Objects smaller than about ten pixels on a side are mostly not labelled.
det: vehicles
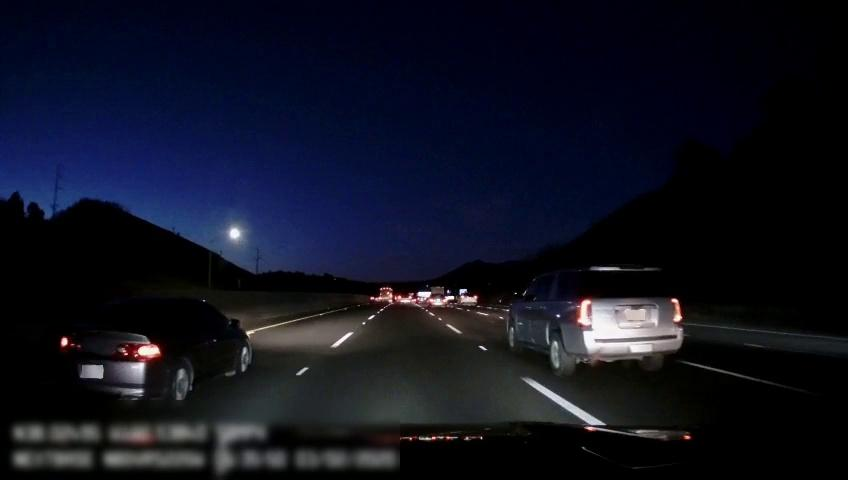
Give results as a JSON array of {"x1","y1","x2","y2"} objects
[
  {"x1": 458, "y1": 291, "x2": 478, "y2": 306},
  {"x1": 367, "y1": 292, "x2": 382, "y2": 306},
  {"x1": 378, "y1": 286, "x2": 393, "y2": 303},
  {"x1": 396, "y1": 292, "x2": 412, "y2": 305},
  {"x1": 507, "y1": 265, "x2": 684, "y2": 378},
  {"x1": 56, "y1": 292, "x2": 254, "y2": 408},
  {"x1": 427, "y1": 293, "x2": 448, "y2": 308}
]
